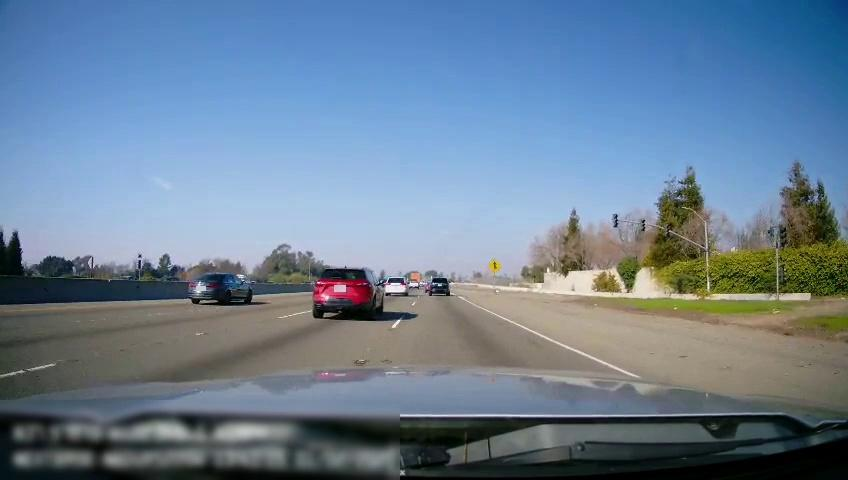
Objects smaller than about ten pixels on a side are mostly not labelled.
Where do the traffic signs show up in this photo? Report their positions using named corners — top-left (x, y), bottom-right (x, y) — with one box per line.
top-left (489, 259), bottom-right (500, 274)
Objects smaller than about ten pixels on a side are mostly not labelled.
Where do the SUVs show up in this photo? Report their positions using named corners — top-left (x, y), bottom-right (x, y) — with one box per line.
top-left (427, 276), bottom-right (451, 297)
top-left (383, 276), bottom-right (409, 297)
top-left (312, 267), bottom-right (384, 322)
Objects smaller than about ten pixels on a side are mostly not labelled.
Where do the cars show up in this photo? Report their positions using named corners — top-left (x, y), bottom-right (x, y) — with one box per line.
top-left (191, 272), bottom-right (253, 306)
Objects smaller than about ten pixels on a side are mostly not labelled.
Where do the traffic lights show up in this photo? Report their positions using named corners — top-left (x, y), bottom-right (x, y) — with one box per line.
top-left (137, 253), bottom-right (142, 267)
top-left (611, 213), bottom-right (619, 228)
top-left (779, 226), bottom-right (789, 247)
top-left (663, 224), bottom-right (672, 238)
top-left (641, 219), bottom-right (648, 232)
